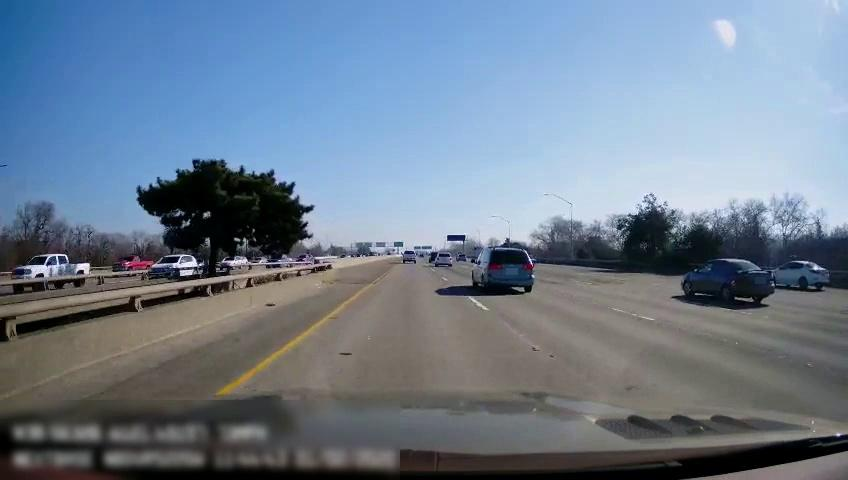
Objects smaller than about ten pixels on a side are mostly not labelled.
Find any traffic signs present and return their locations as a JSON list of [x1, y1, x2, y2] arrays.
[[375, 242, 386, 248], [422, 245, 433, 250], [393, 241, 404, 248]]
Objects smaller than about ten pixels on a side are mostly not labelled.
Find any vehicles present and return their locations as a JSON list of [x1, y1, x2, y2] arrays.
[[266, 254, 290, 270], [112, 254, 154, 279], [770, 260, 831, 292], [147, 253, 200, 280], [401, 250, 418, 264], [680, 258, 776, 306], [295, 254, 313, 265], [470, 246, 536, 293], [10, 252, 92, 295], [428, 251, 438, 263], [526, 254, 537, 264], [434, 252, 453, 268], [220, 255, 248, 271]]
